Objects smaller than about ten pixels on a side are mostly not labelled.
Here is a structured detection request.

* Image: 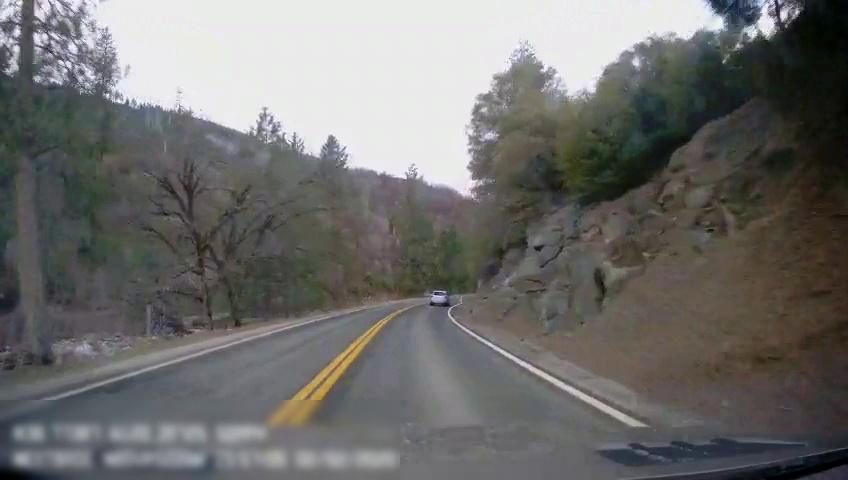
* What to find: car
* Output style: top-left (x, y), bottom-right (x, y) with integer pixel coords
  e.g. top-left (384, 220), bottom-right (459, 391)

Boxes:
top-left (429, 290), bottom-right (449, 307)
